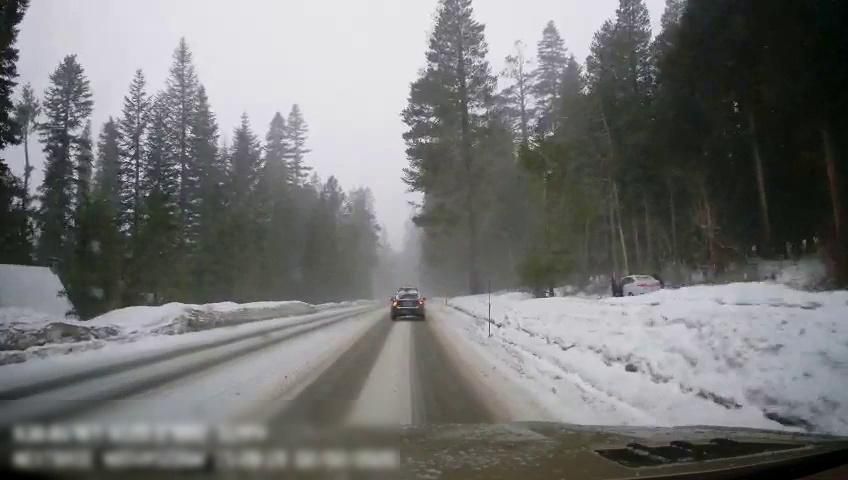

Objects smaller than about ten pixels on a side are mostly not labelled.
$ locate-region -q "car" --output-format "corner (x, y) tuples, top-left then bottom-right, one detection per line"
(611, 274), (662, 298)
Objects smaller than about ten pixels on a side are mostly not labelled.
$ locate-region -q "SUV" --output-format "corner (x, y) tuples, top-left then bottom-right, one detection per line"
(390, 285), (426, 321)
